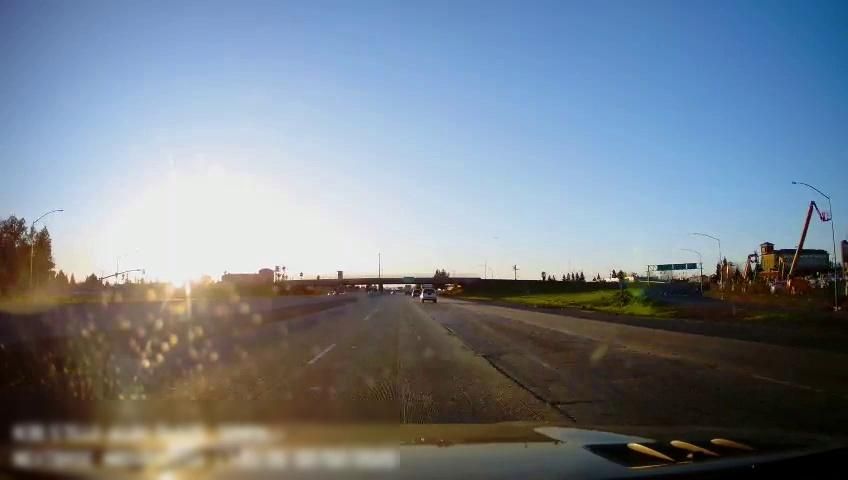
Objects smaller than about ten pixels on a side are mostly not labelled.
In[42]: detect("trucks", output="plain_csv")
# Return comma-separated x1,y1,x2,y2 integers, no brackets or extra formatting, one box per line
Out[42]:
404,285,411,295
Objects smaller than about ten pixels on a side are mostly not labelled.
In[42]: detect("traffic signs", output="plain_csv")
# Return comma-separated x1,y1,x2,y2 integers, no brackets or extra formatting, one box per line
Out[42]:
403,277,414,283
657,265,673,271
673,264,687,270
